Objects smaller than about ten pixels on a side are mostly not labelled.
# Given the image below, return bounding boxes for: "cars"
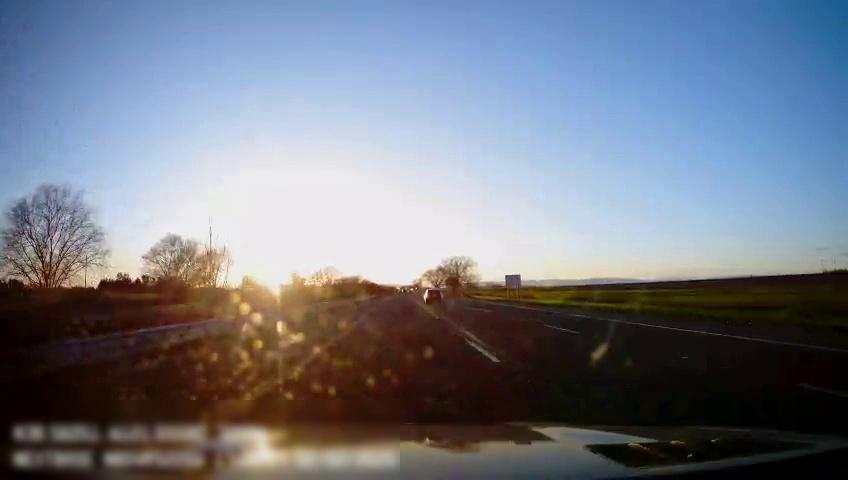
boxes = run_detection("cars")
[423,290,442,305]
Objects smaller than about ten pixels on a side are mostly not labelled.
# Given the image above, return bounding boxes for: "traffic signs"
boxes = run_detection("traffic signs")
[505,275,521,290]
[446,279,459,286]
